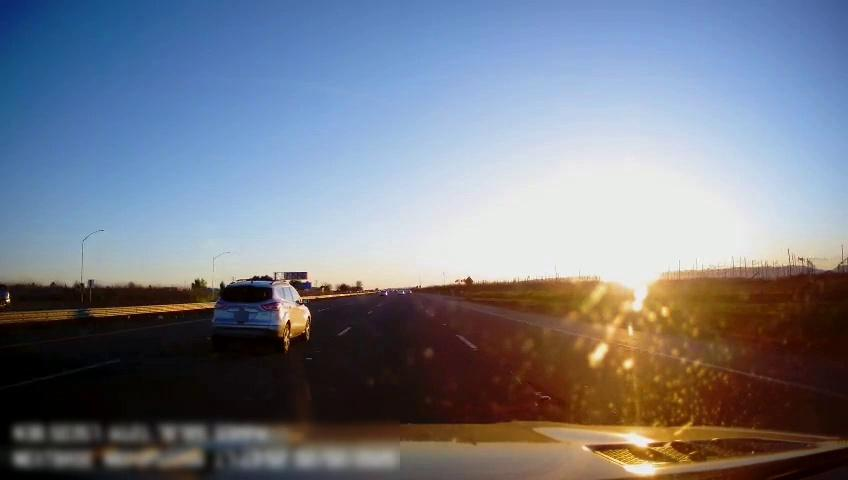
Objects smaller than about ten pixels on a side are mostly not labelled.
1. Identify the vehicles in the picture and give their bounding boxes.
[0,283,12,312]
[209,279,312,353]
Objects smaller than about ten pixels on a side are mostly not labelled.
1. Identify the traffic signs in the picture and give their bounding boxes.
[464,276,473,287]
